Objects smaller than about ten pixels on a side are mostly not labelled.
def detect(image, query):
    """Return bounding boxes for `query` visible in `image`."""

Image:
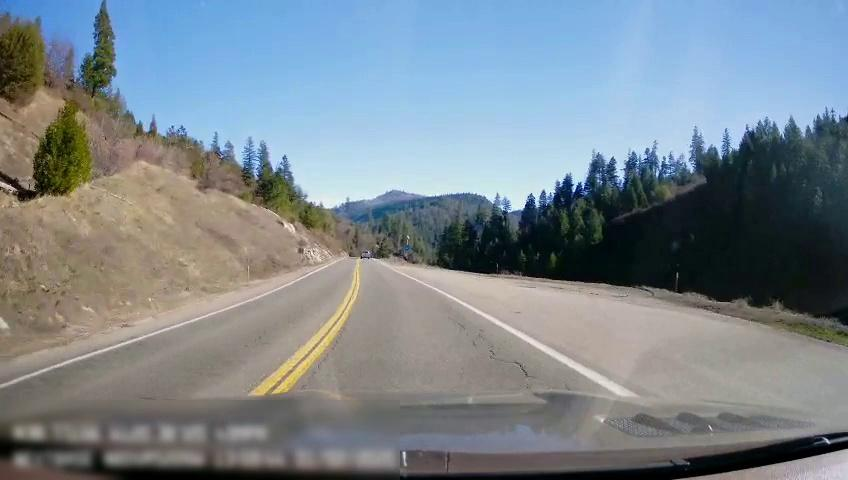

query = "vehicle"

[360,252,370,260]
